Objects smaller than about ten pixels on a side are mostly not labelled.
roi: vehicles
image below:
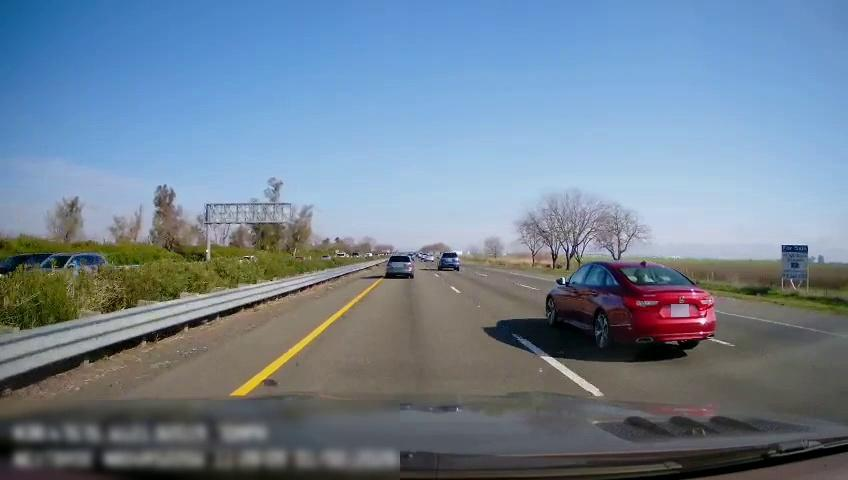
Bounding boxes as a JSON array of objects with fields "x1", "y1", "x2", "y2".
[
  {"x1": 544, "y1": 260, "x2": 717, "y2": 352},
  {"x1": 33, "y1": 253, "x2": 107, "y2": 275},
  {"x1": 335, "y1": 253, "x2": 349, "y2": 260},
  {"x1": 435, "y1": 250, "x2": 461, "y2": 270},
  {"x1": 0, "y1": 254, "x2": 54, "y2": 277},
  {"x1": 351, "y1": 252, "x2": 363, "y2": 258},
  {"x1": 238, "y1": 255, "x2": 256, "y2": 265},
  {"x1": 320, "y1": 254, "x2": 332, "y2": 261},
  {"x1": 384, "y1": 254, "x2": 415, "y2": 279}
]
